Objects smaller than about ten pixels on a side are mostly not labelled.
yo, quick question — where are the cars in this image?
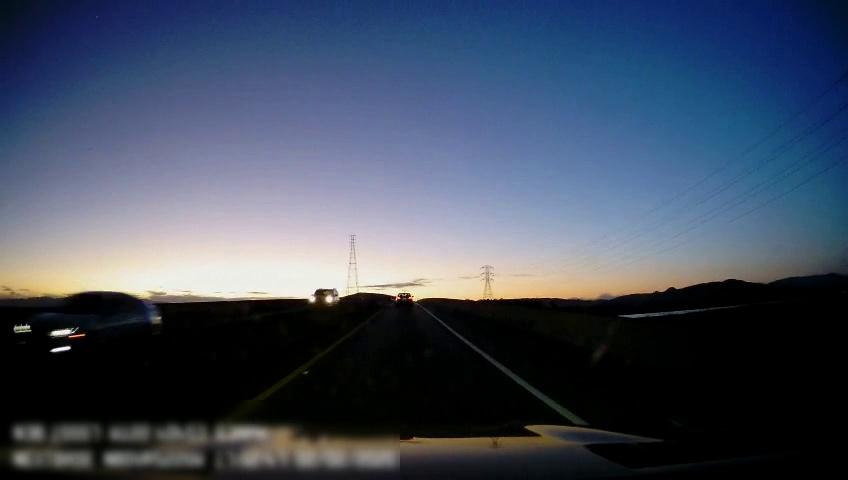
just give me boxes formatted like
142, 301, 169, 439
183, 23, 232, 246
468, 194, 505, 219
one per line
311, 288, 340, 309
394, 292, 414, 307
8, 291, 162, 367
